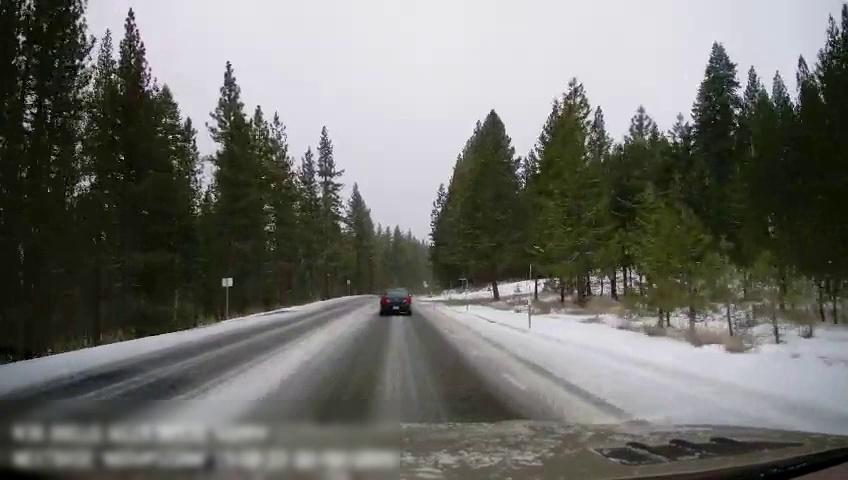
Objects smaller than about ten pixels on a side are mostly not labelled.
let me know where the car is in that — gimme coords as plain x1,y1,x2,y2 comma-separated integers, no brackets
379,289,412,317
